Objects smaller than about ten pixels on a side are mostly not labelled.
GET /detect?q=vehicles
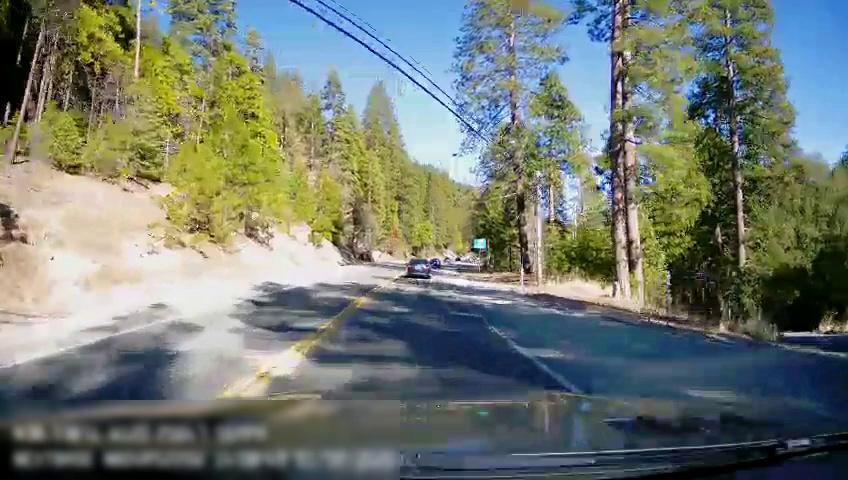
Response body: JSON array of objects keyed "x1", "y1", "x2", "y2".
[
  {"x1": 428, "y1": 257, "x2": 441, "y2": 269},
  {"x1": 406, "y1": 258, "x2": 432, "y2": 279}
]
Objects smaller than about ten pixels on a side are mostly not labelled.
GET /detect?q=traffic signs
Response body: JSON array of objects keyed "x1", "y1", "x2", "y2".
[{"x1": 473, "y1": 238, "x2": 487, "y2": 249}]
